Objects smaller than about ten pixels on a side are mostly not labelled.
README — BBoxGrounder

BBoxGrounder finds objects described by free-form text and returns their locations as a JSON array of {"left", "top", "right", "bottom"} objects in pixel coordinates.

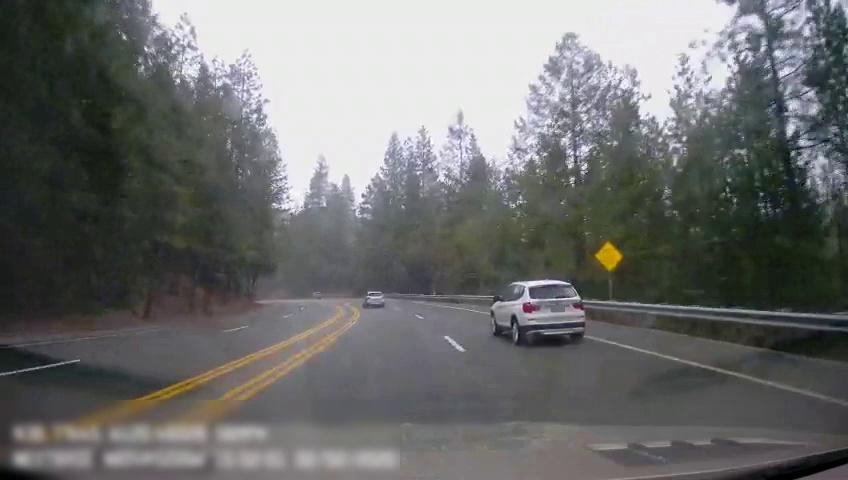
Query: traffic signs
[{"left": 594, "top": 240, "right": 624, "bottom": 274}]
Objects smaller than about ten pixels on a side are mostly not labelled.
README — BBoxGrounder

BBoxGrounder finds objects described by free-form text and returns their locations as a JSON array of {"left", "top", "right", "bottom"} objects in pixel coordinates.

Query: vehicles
[
  {"left": 312, "top": 291, "right": 323, "bottom": 299},
  {"left": 362, "top": 291, "right": 386, "bottom": 309},
  {"left": 489, "top": 280, "right": 585, "bottom": 348}
]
